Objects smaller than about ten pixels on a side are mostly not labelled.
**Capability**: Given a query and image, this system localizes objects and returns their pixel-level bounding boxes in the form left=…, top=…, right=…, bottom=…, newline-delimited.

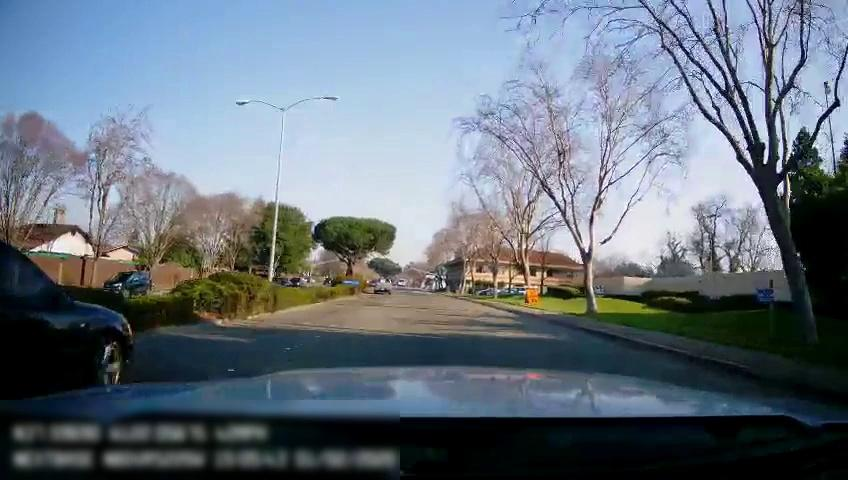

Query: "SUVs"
left=103, top=271, right=152, bottom=298
left=287, top=277, right=307, bottom=289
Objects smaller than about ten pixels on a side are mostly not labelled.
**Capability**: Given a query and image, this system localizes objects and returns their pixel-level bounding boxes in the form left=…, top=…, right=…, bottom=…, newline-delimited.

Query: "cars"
left=0, top=239, right=134, bottom=403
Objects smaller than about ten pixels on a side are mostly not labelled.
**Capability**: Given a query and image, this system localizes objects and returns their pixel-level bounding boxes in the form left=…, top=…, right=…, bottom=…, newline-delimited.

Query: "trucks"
left=374, top=279, right=392, bottom=294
